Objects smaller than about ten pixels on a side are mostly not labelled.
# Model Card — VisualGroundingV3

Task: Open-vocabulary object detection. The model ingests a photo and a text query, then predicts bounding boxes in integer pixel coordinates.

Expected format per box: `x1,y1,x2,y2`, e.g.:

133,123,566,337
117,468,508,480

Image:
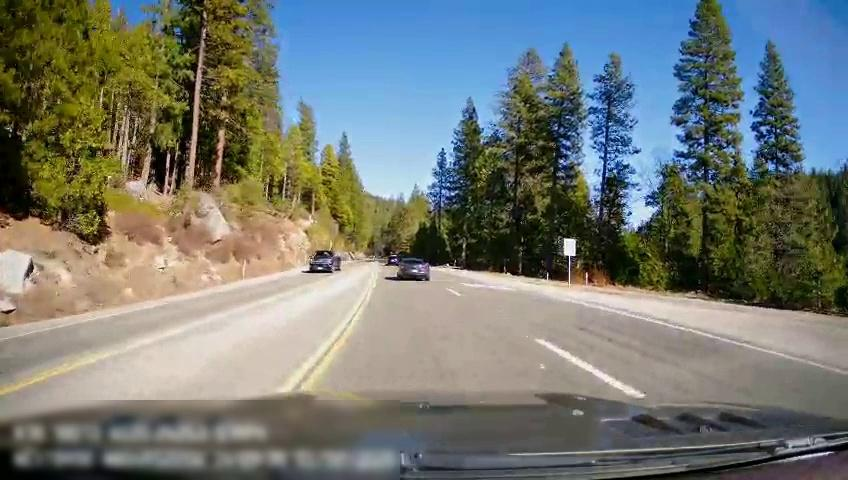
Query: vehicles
308,250,338,274
387,253,400,266
398,256,431,281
